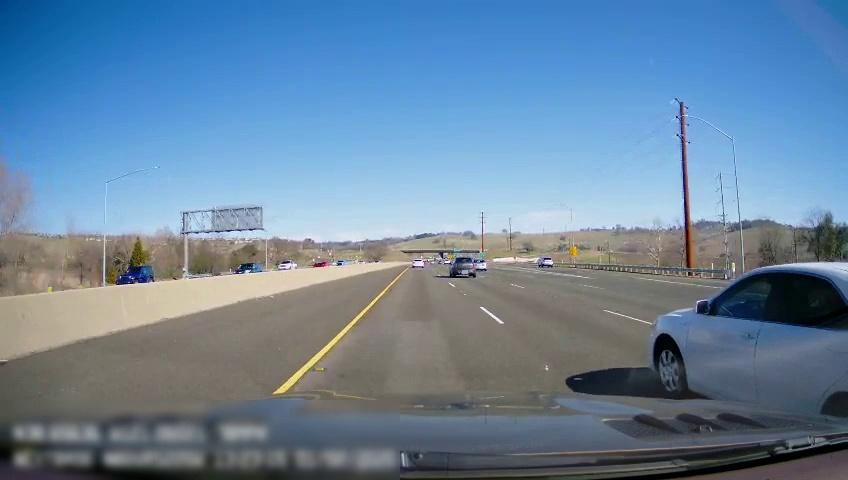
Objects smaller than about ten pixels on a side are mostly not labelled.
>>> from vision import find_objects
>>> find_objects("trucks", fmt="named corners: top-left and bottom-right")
top-left (277, 260), bottom-right (298, 271)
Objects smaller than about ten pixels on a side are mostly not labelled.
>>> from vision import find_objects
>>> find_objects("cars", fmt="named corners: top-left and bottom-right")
top-left (312, 261), bottom-right (327, 268)
top-left (449, 257), bottom-right (477, 278)
top-left (233, 263), bottom-right (264, 274)
top-left (648, 263), bottom-right (848, 415)
top-left (473, 259), bottom-right (487, 271)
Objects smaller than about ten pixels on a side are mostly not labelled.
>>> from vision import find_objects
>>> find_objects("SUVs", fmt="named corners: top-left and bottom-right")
top-left (115, 266), bottom-right (154, 286)
top-left (412, 258), bottom-right (424, 268)
top-left (537, 256), bottom-right (554, 268)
